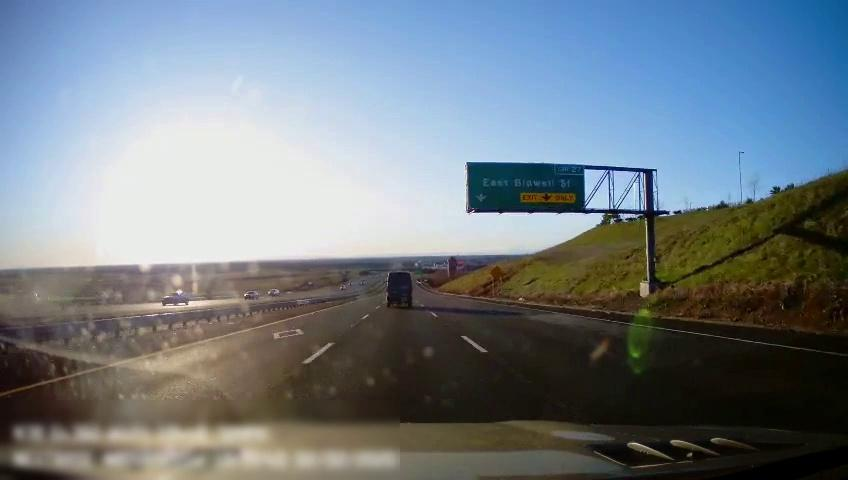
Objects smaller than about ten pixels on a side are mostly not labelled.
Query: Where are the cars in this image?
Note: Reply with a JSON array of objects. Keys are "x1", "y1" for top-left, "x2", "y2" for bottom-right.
[
  {"x1": 162, "y1": 292, "x2": 190, "y2": 306},
  {"x1": 244, "y1": 290, "x2": 258, "y2": 300},
  {"x1": 268, "y1": 288, "x2": 280, "y2": 297}
]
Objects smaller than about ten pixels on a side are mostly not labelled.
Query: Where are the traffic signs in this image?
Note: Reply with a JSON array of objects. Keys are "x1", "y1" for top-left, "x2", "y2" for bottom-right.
[{"x1": 465, "y1": 161, "x2": 586, "y2": 211}]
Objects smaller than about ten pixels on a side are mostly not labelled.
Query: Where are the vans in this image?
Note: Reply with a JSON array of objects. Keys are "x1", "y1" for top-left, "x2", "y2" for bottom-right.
[{"x1": 387, "y1": 272, "x2": 412, "y2": 307}]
